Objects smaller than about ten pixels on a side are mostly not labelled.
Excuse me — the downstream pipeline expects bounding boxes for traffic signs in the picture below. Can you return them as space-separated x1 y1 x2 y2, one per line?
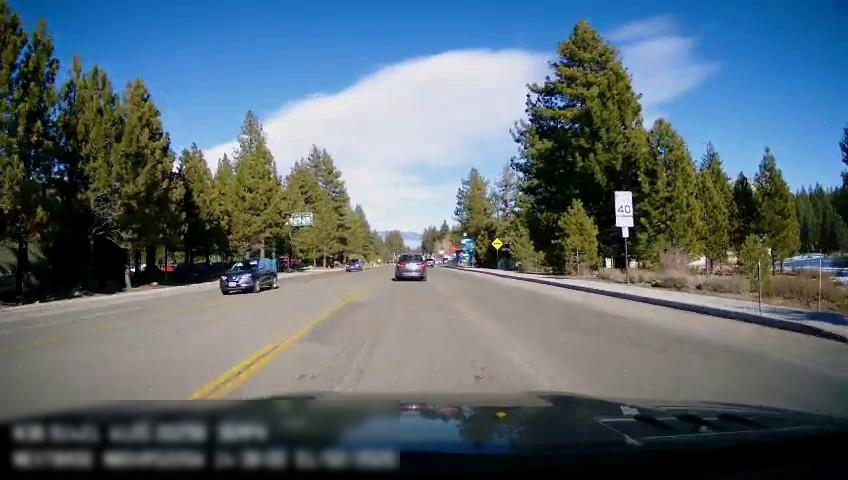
493 237 503 249
612 192 634 229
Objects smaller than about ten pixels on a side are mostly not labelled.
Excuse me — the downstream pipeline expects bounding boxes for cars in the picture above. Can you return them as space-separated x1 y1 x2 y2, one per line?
347 260 364 272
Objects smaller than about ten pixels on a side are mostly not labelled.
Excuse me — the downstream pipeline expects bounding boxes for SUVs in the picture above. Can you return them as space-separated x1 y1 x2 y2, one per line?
394 255 426 281
219 262 278 296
